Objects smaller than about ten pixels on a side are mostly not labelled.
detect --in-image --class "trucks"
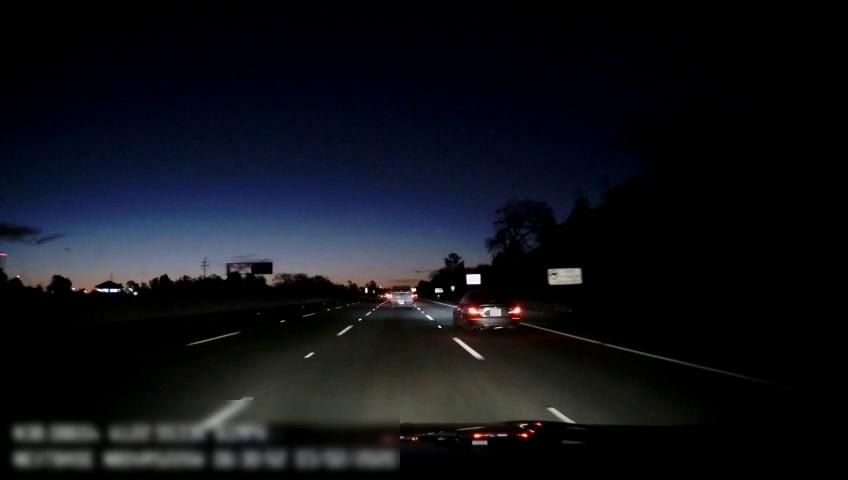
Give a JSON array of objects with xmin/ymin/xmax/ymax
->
[{"xmin": 387, "ymin": 284, "xmax": 416, "ymax": 310}]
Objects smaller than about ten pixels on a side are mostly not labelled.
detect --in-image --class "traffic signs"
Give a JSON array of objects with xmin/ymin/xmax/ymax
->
[
  {"xmin": 546, "ymin": 267, "xmax": 583, "ymax": 286},
  {"xmin": 465, "ymin": 273, "xmax": 481, "ymax": 285}
]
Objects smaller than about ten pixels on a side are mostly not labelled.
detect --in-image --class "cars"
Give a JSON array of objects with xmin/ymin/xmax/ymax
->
[{"xmin": 453, "ymin": 288, "xmax": 526, "ymax": 335}]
